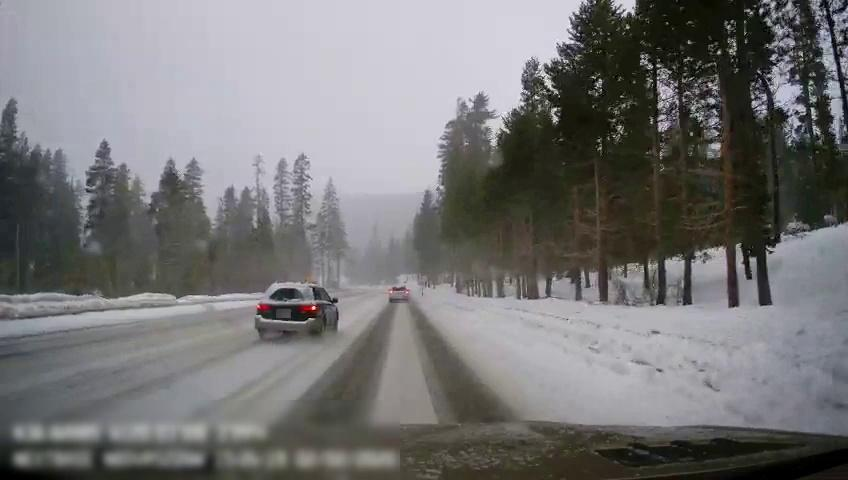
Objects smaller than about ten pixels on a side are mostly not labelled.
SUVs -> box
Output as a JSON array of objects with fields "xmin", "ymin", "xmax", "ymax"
[
  {"xmin": 388, "ymin": 286, "xmax": 409, "ymax": 303},
  {"xmin": 254, "ymin": 281, "xmax": 340, "ymax": 343}
]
